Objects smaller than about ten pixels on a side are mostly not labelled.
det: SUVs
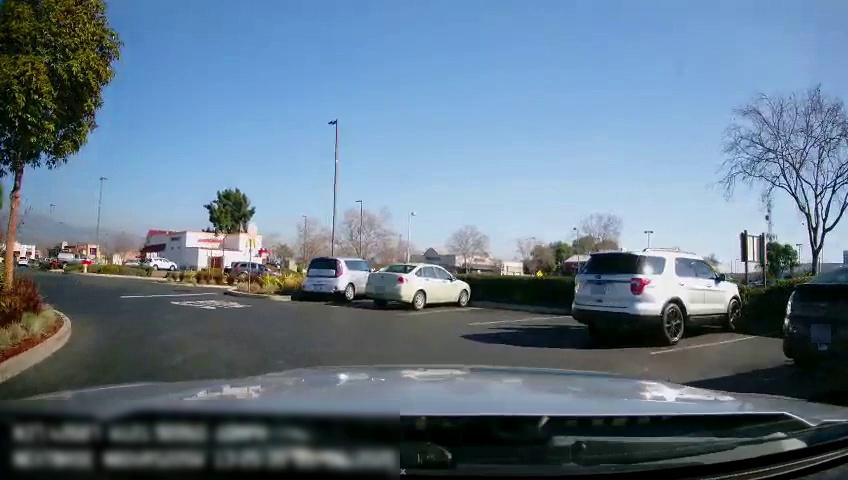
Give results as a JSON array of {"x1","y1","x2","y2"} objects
[
  {"x1": 18, "y1": 256, "x2": 29, "y2": 267},
  {"x1": 144, "y1": 257, "x2": 178, "y2": 272},
  {"x1": 232, "y1": 261, "x2": 283, "y2": 281},
  {"x1": 571, "y1": 248, "x2": 743, "y2": 347}
]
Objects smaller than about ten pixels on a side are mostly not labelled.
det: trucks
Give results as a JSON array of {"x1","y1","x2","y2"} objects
[{"x1": 54, "y1": 252, "x2": 95, "y2": 270}]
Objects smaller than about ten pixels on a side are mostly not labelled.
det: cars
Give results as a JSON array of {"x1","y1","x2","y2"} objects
[
  {"x1": 367, "y1": 262, "x2": 471, "y2": 312},
  {"x1": 782, "y1": 264, "x2": 848, "y2": 384},
  {"x1": 302, "y1": 257, "x2": 379, "y2": 304}
]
